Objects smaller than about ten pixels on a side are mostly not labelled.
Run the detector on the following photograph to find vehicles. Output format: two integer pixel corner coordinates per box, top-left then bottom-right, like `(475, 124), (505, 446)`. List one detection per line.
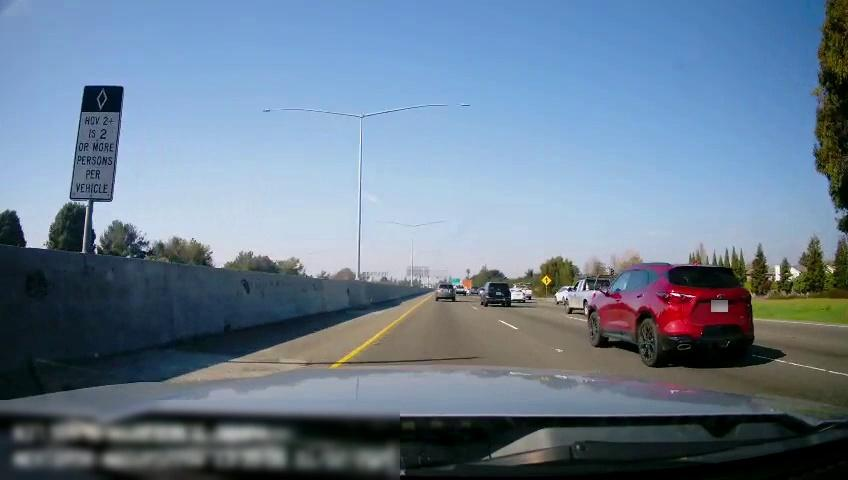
(463, 279), (472, 288)
(509, 287), (526, 303)
(564, 277), (610, 318)
(554, 285), (571, 305)
(454, 284), (467, 296)
(480, 281), (512, 308)
(586, 264), (756, 368)
(434, 282), (456, 302)
(513, 283), (533, 300)
(470, 286), (480, 296)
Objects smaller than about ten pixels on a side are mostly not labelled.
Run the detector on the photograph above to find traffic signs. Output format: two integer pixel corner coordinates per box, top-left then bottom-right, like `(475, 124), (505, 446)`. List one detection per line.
(541, 274), (553, 287)
(68, 83), (125, 203)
